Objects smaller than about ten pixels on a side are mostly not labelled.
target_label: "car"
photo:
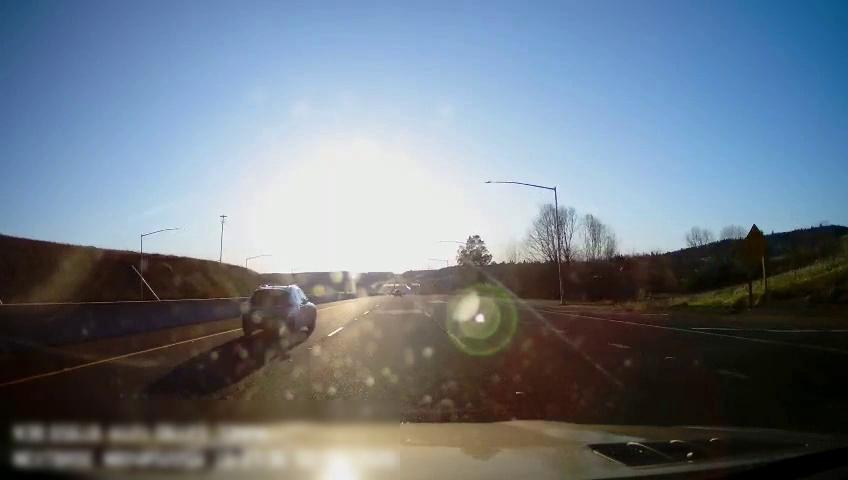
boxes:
[241,286,317,338]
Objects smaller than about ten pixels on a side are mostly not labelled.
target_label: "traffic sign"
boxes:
[738,223,769,269]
